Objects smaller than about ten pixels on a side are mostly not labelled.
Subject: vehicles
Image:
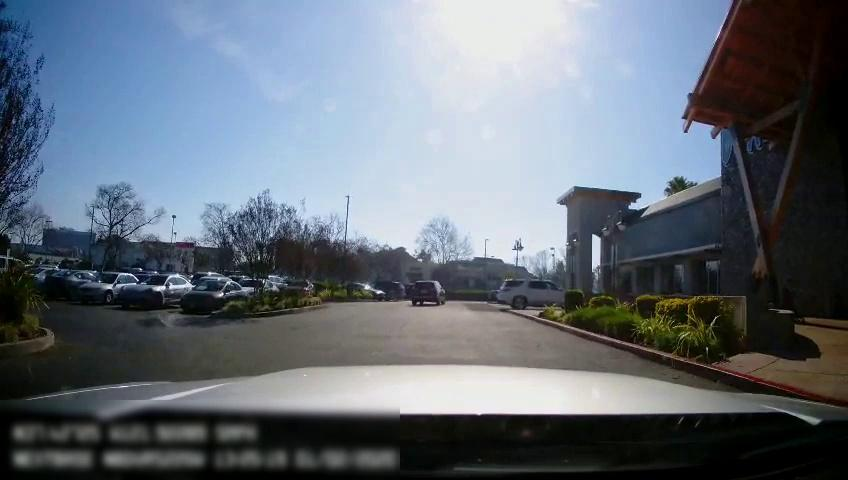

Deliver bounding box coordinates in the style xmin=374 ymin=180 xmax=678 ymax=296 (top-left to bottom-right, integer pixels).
xmin=46 ymin=270 xmax=107 ymax=301
xmin=181 ymin=279 xmax=246 ymax=312
xmin=0 ymin=255 xmax=30 ymax=274
xmin=345 ymin=282 xmax=385 ymax=301
xmin=27 ymin=267 xmax=67 ymax=296
xmin=496 ymin=279 xmax=584 ymax=310
xmin=189 ymin=272 xmax=230 ymax=288
xmin=118 ymin=274 xmax=196 ymax=311
xmin=78 ymin=271 xmax=144 ymax=306
xmin=282 ymin=279 xmax=315 ymax=295
xmin=367 ymin=280 xmax=400 ymax=298
xmin=412 ymin=280 xmax=446 ymax=306
xmin=234 ymin=278 xmax=282 ymax=296
xmin=265 ymin=276 xmax=291 ymax=293
xmin=392 ymin=280 xmax=417 ymax=298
